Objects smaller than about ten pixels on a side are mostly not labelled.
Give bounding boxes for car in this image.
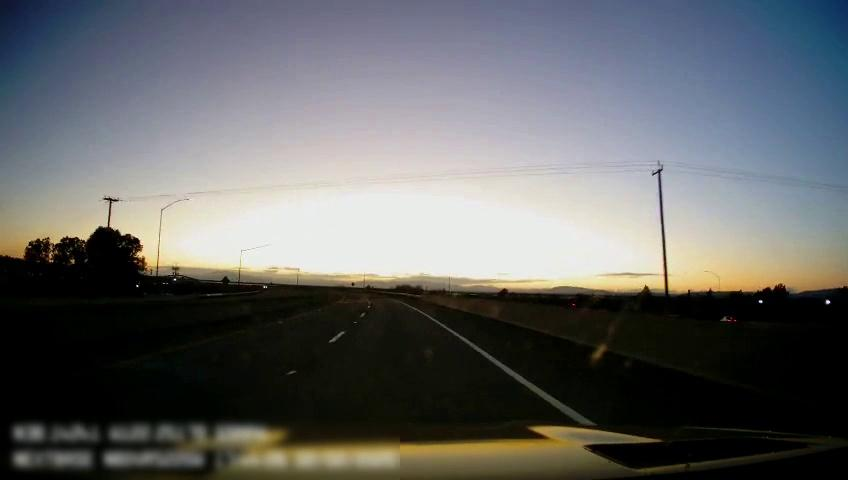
[720,315,737,322]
